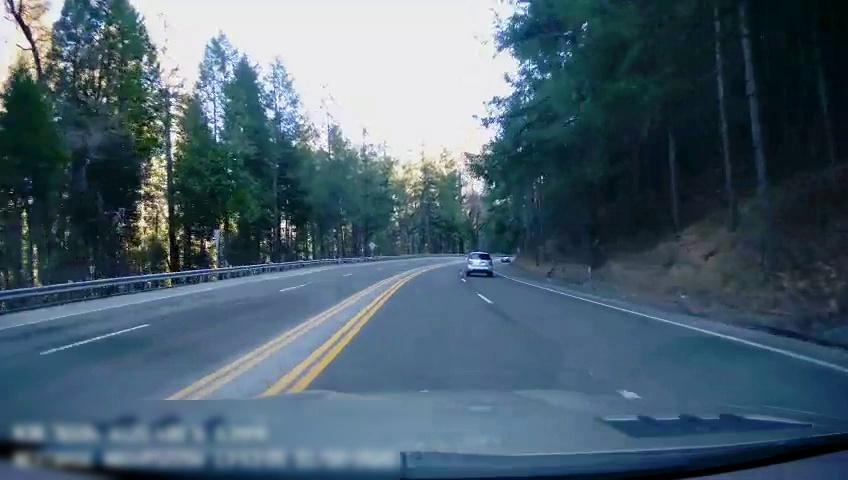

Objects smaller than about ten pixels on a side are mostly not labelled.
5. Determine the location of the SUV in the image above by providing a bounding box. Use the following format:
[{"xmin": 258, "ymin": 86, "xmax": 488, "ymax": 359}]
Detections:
[{"xmin": 465, "ymin": 251, "xmax": 494, "ymax": 278}]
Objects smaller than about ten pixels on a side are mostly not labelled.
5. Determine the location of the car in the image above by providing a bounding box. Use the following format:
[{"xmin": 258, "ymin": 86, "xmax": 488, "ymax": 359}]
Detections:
[{"xmin": 500, "ymin": 254, "xmax": 513, "ymax": 264}]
